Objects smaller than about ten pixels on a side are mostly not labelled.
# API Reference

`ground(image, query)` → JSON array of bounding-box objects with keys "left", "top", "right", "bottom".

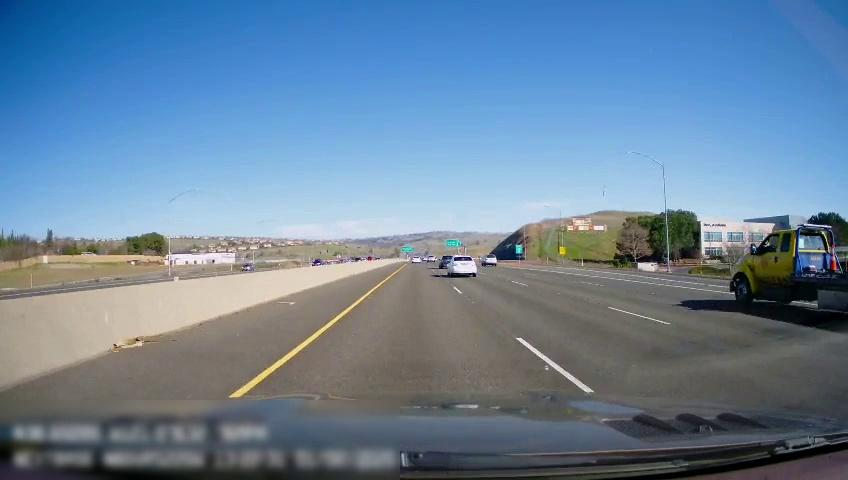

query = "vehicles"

[
  {"left": 311, "top": 258, "right": 325, "bottom": 266},
  {"left": 446, "top": 257, "right": 476, "bottom": 279},
  {"left": 240, "top": 263, "right": 255, "bottom": 272},
  {"left": 729, "top": 223, "right": 848, "bottom": 313},
  {"left": 481, "top": 254, "right": 497, "bottom": 266},
  {"left": 438, "top": 255, "right": 454, "bottom": 269},
  {"left": 411, "top": 255, "right": 421, "bottom": 263}
]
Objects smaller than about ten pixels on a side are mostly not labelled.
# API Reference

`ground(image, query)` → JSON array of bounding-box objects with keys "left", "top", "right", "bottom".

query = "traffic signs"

[{"left": 447, "top": 239, "right": 462, "bottom": 248}]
